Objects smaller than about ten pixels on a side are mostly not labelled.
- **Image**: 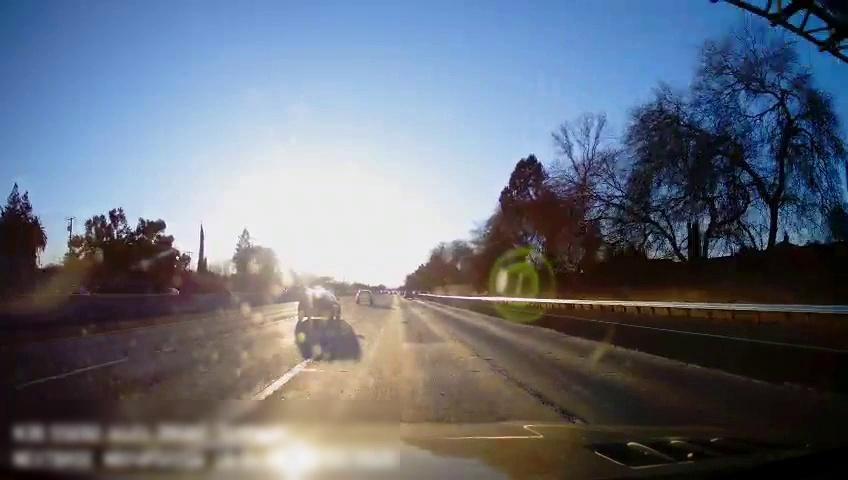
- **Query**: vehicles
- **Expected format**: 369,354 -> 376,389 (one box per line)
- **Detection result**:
297,290 -> 342,322
403,289 -> 415,300
56,287 -> 91,296
158,288 -> 180,296
355,289 -> 374,306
